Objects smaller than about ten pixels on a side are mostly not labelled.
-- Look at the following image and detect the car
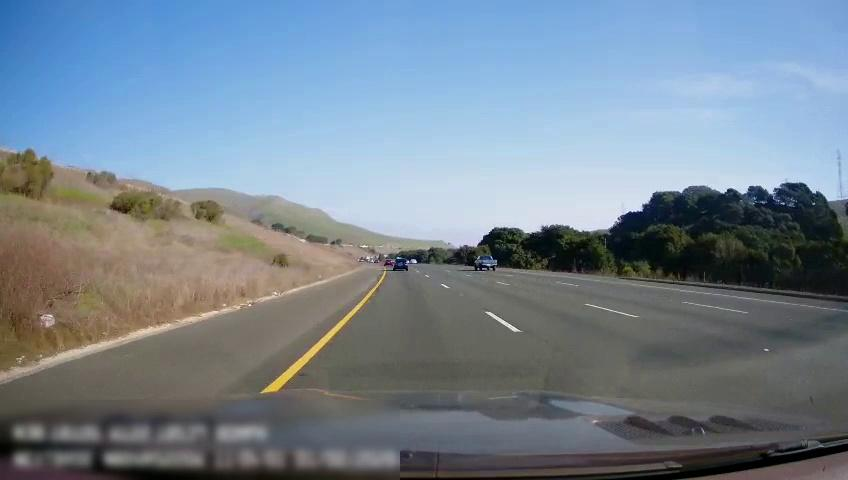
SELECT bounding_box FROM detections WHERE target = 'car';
[393,258,409,271]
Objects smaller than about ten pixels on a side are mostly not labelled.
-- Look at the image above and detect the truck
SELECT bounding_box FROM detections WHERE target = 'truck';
[474,254,497,272]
